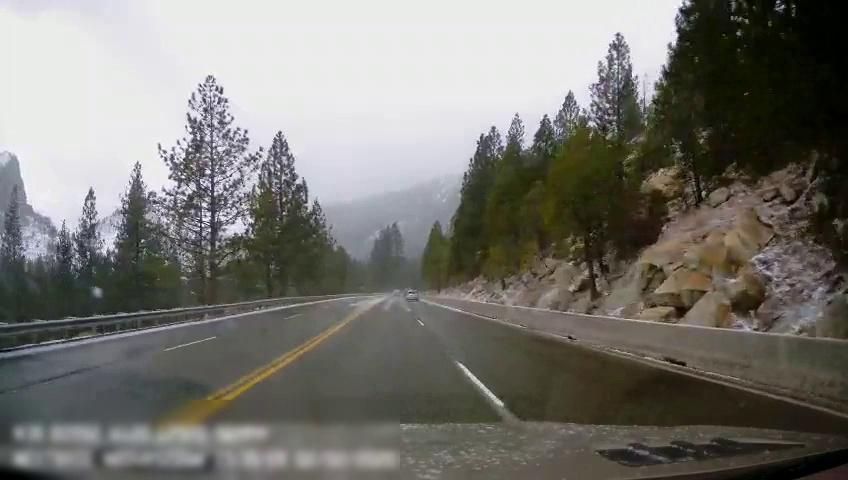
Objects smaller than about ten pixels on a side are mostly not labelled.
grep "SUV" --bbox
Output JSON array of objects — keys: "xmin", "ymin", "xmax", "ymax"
[{"xmin": 406, "ymin": 289, "xmax": 420, "ymax": 301}]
